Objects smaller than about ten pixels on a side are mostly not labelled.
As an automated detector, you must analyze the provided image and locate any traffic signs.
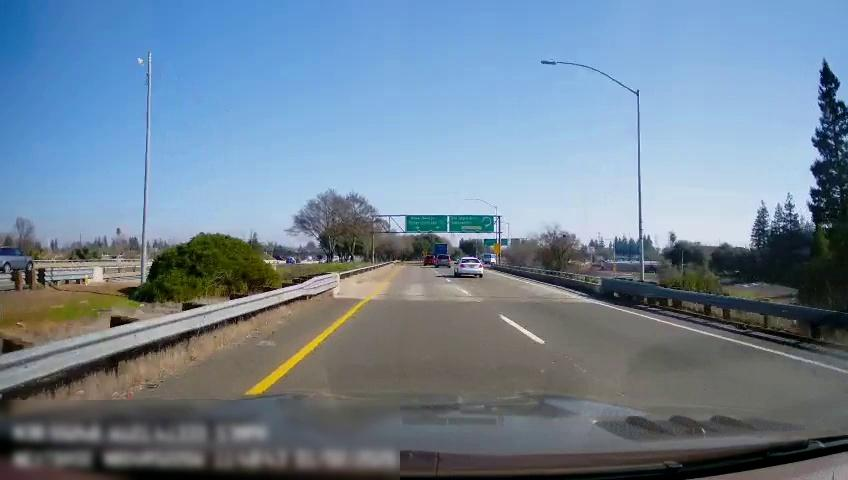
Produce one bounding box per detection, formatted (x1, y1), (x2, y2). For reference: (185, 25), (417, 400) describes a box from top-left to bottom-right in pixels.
(494, 243), (503, 256)
(485, 239), (497, 245)
(450, 215), (494, 235)
(404, 214), (449, 234)
(510, 238), (521, 246)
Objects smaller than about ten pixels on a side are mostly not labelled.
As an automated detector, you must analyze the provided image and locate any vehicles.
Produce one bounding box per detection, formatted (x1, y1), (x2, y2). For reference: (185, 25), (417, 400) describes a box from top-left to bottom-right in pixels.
(0, 247), (35, 274)
(431, 243), (448, 255)
(483, 254), (497, 265)
(422, 254), (436, 266)
(434, 254), (452, 269)
(453, 256), (484, 279)
(286, 255), (298, 264)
